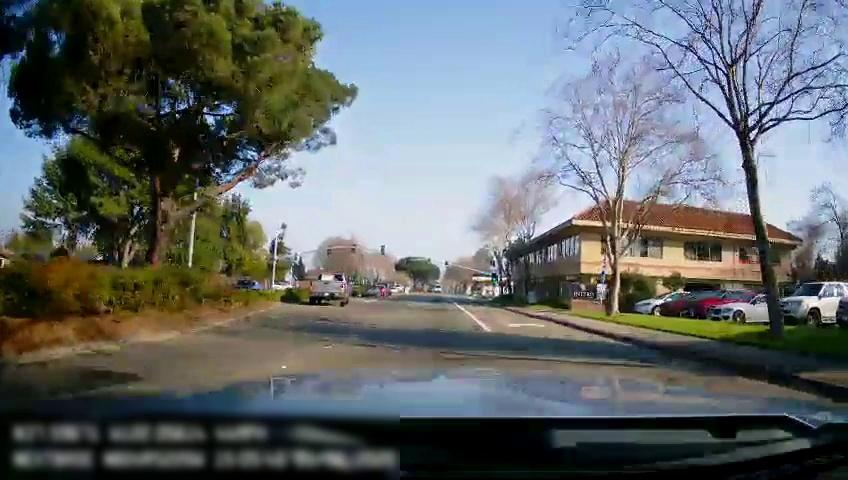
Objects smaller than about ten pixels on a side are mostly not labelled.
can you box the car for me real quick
[232,279,263,294]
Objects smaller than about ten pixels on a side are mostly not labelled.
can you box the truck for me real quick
[310,271,350,306]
